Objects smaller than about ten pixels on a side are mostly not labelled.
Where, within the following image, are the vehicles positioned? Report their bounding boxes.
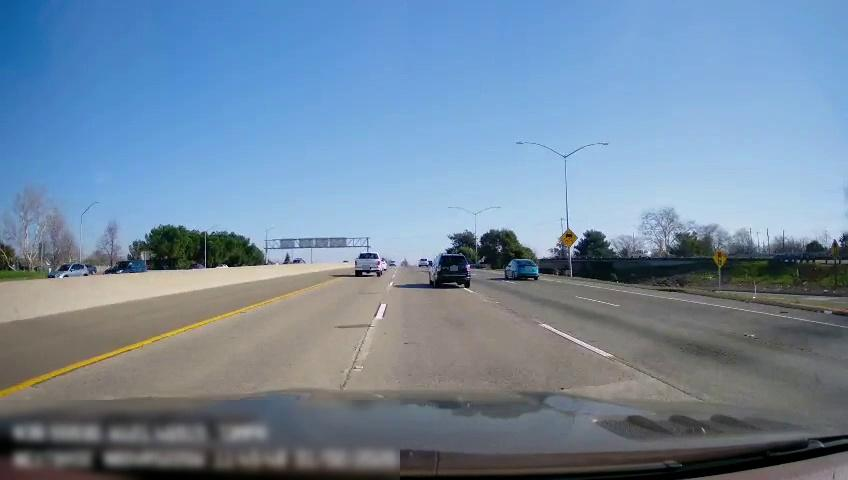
[354,251,384,278]
[215,263,228,269]
[379,257,388,271]
[82,263,98,276]
[634,248,651,258]
[189,263,205,270]
[503,258,540,281]
[47,263,90,280]
[428,253,473,289]
[103,260,147,276]
[293,257,306,265]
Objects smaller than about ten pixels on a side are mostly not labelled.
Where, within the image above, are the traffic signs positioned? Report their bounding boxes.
[279,238,296,249]
[298,238,314,248]
[330,237,346,249]
[711,248,728,268]
[560,227,578,249]
[315,238,329,249]
[830,240,842,258]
